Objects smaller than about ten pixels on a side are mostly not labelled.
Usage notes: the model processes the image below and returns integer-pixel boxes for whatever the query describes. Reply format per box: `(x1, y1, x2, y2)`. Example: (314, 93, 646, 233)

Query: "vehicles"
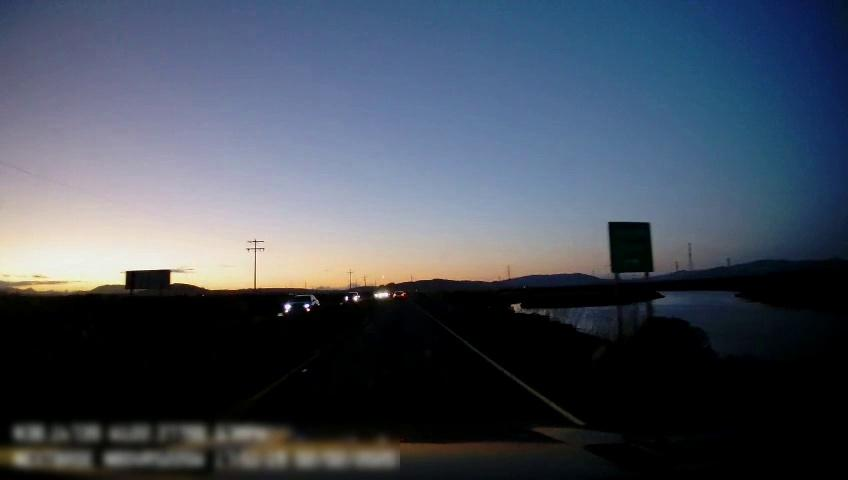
(282, 294, 320, 317)
(343, 292, 361, 305)
(393, 291, 406, 301)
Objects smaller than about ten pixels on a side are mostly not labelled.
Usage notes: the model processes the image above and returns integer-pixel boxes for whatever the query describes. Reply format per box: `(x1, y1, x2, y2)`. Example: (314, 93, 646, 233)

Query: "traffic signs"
(608, 221, 656, 273)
